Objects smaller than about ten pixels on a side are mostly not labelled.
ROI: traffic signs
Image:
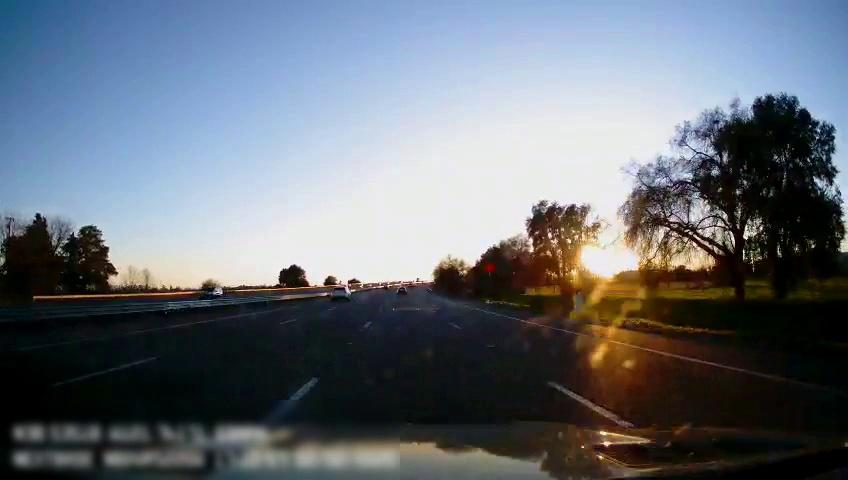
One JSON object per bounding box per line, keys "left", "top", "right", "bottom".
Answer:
{"left": 483, "top": 261, "right": 495, "bottom": 273}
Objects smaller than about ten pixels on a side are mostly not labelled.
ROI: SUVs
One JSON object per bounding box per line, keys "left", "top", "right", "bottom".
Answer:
{"left": 330, "top": 285, "right": 352, "bottom": 302}
{"left": 397, "top": 286, "right": 408, "bottom": 295}
{"left": 199, "top": 287, "right": 224, "bottom": 301}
